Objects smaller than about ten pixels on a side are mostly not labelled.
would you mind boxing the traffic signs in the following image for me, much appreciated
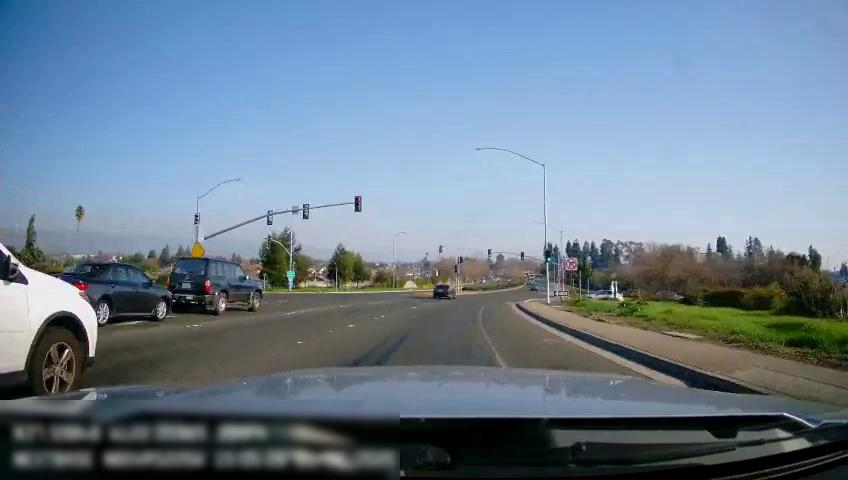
[565,258,578,271]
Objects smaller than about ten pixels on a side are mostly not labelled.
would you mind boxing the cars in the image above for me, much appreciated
[433,284,455,299]
[48,262,173,327]
[586,290,623,301]
[649,291,685,302]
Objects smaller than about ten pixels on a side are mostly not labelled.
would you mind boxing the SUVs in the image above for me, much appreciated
[167,257,263,316]
[0,242,99,398]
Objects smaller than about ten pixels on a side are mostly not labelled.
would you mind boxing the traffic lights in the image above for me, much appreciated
[267,210,273,225]
[303,203,309,219]
[354,196,362,213]
[545,251,551,263]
